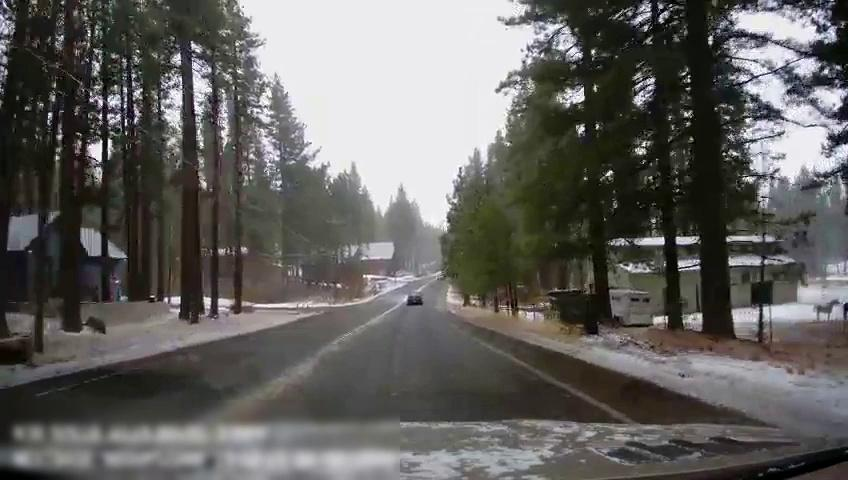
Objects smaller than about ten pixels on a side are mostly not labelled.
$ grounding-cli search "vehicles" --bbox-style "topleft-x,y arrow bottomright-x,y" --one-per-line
609,289 -> 654,328
407,295 -> 423,307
